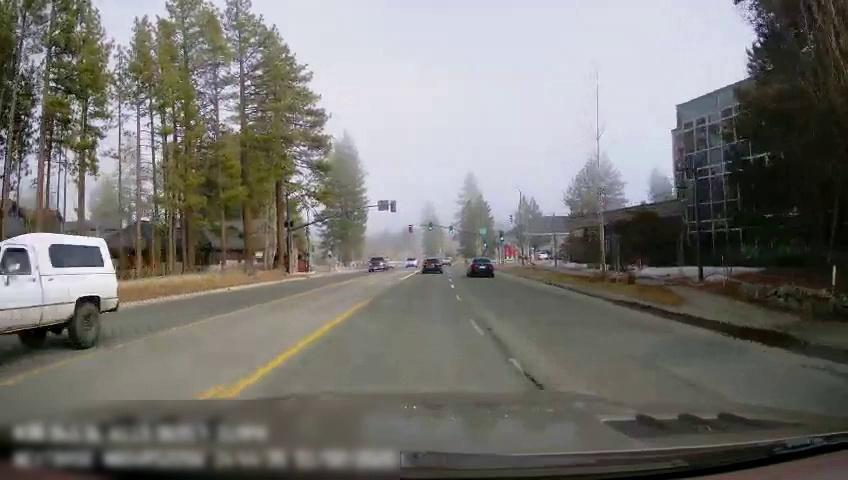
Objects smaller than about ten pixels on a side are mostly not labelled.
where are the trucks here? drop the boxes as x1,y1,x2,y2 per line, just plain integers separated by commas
368,256,388,272
0,232,120,350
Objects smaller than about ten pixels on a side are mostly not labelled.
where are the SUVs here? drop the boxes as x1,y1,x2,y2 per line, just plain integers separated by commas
405,256,418,267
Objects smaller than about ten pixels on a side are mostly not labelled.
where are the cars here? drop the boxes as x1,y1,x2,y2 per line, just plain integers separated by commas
467,256,495,278
422,258,443,275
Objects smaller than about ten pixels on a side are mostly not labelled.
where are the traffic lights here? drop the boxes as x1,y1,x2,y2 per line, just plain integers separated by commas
390,200,398,213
